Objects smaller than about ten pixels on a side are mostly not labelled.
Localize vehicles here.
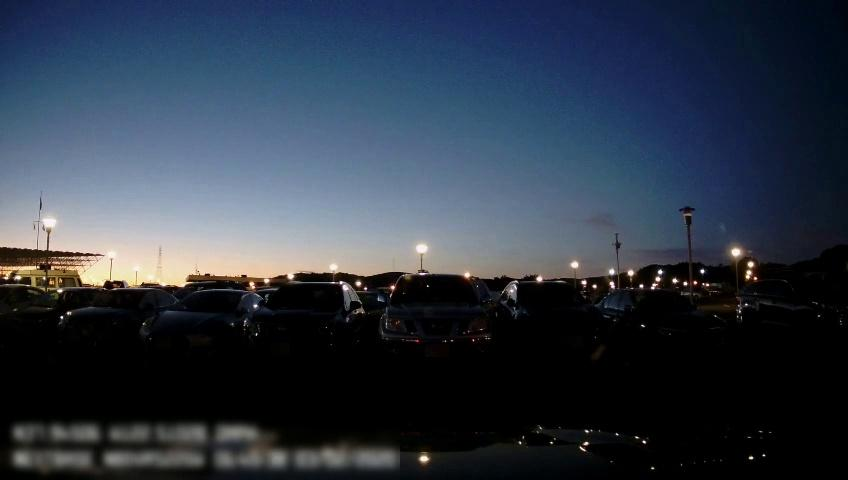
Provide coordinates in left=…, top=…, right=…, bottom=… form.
left=137, top=288, right=266, bottom=365
left=240, top=279, right=372, bottom=373
left=0, top=283, right=47, bottom=323
left=3, top=288, right=109, bottom=337
left=102, top=279, right=129, bottom=290
left=373, top=271, right=503, bottom=381
left=590, top=288, right=738, bottom=371
left=0, top=266, right=82, bottom=294
left=491, top=278, right=614, bottom=366
left=737, top=276, right=848, bottom=345
left=52, top=287, right=179, bottom=355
